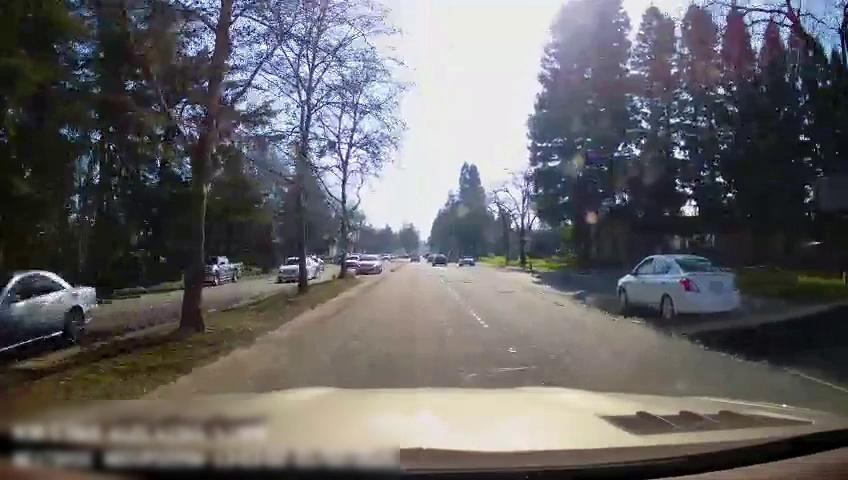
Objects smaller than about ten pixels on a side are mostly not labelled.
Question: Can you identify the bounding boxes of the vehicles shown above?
[614,252,743,323]
[202,255,241,288]
[458,254,475,266]
[432,253,449,267]
[0,268,98,356]
[277,255,322,282]
[410,254,420,263]
[354,253,386,276]
[343,253,359,269]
